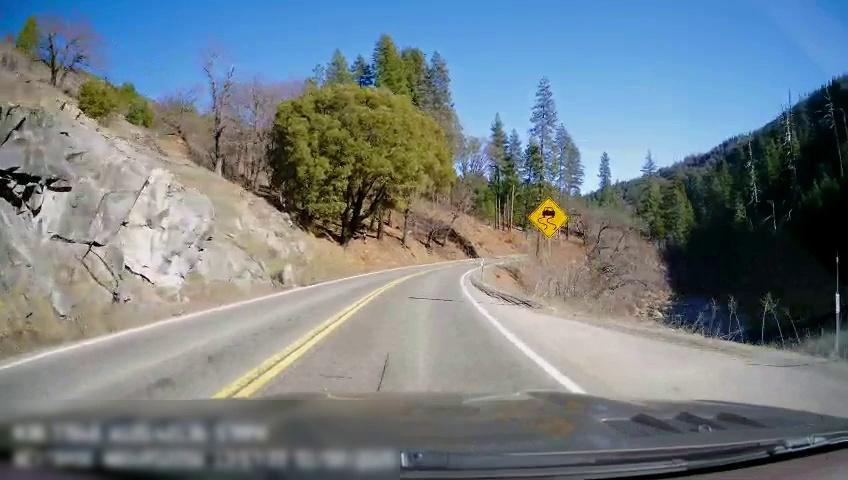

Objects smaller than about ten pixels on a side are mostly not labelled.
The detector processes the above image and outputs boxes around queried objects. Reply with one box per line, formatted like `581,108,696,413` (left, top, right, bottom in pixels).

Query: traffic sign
528,198,567,239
